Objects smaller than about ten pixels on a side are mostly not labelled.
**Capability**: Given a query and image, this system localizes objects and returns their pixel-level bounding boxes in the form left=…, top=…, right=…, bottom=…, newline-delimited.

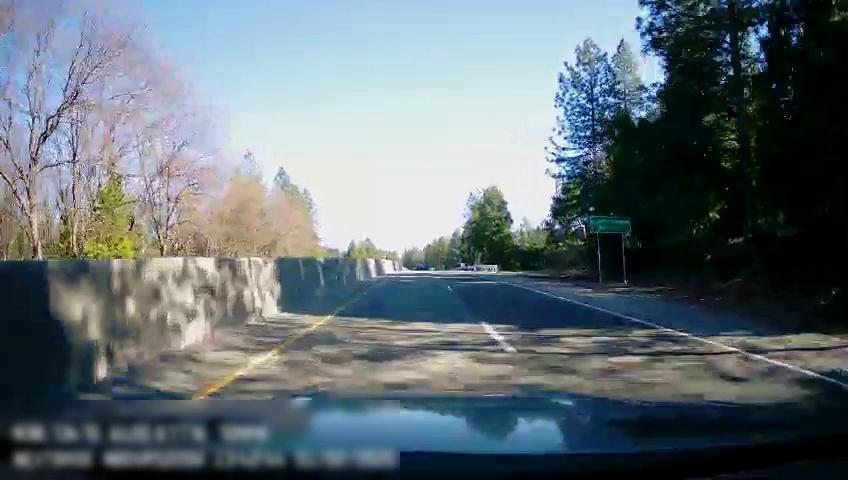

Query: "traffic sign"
left=589, top=217, right=632, bottom=234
